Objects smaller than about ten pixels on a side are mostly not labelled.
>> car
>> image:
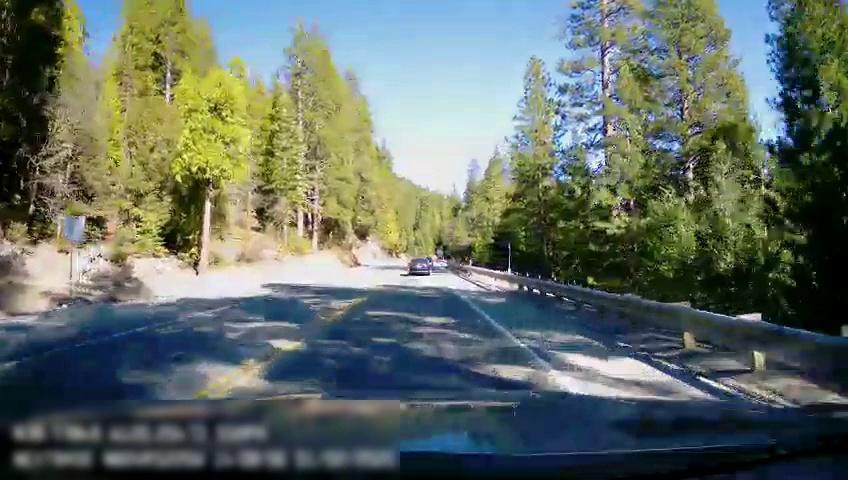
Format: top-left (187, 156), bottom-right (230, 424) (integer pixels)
top-left (408, 257), bottom-right (432, 277)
